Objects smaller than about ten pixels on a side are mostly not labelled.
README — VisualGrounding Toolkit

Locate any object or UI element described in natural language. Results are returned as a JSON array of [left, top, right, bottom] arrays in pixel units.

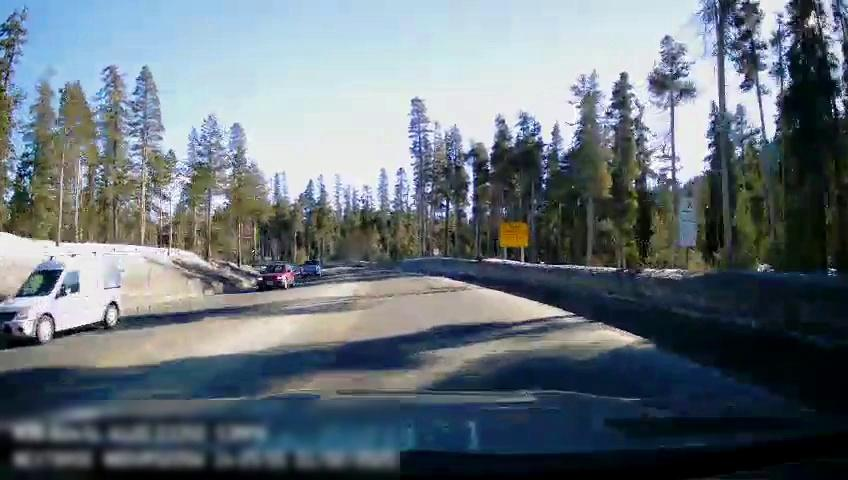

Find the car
[[253, 263, 296, 291]]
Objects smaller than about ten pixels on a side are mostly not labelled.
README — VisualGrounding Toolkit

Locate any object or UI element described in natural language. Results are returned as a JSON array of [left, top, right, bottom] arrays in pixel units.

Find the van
[[0, 263, 123, 346]]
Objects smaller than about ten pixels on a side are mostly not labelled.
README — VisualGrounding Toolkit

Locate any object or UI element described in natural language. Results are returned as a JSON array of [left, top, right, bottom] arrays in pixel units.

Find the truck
[[299, 259, 322, 278]]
